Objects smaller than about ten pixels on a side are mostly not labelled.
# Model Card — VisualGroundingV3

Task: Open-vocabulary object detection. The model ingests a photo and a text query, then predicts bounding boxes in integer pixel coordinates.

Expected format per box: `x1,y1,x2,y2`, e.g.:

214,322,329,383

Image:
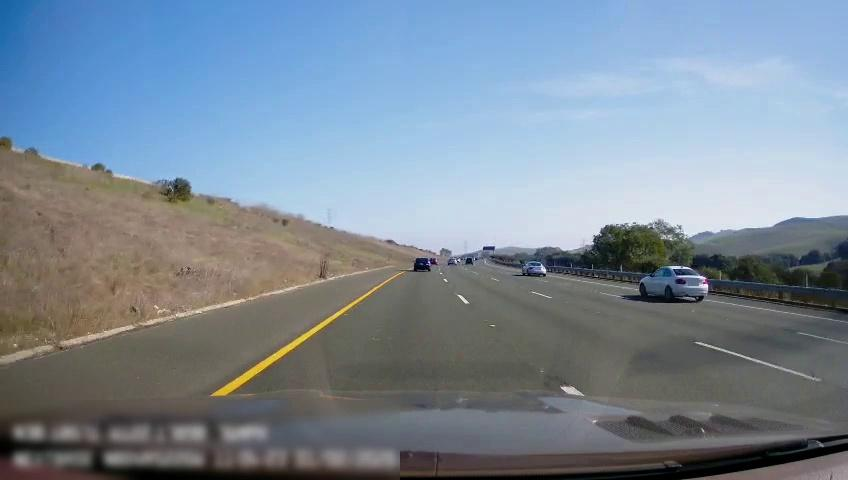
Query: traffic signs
482,246,495,251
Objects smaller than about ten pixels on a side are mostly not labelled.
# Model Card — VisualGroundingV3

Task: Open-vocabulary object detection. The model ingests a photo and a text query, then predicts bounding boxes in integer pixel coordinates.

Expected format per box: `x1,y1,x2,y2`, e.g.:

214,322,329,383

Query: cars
639,265,709,303
413,258,431,272
521,260,547,277
447,257,458,266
